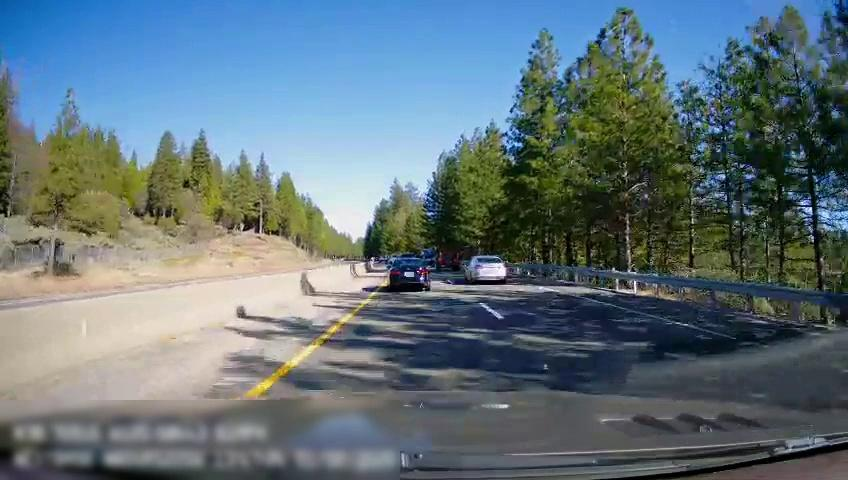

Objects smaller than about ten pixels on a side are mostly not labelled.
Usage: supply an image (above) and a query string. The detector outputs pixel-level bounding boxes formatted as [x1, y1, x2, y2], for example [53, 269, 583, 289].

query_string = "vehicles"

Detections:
[463, 255, 508, 285]
[436, 256, 458, 272]
[384, 257, 429, 292]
